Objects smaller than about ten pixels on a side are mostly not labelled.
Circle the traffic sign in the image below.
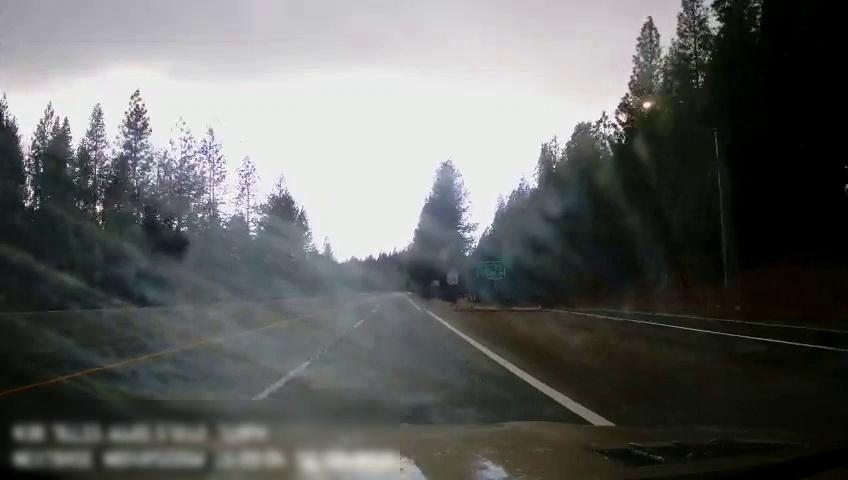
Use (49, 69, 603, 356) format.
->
(476, 261, 507, 280)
